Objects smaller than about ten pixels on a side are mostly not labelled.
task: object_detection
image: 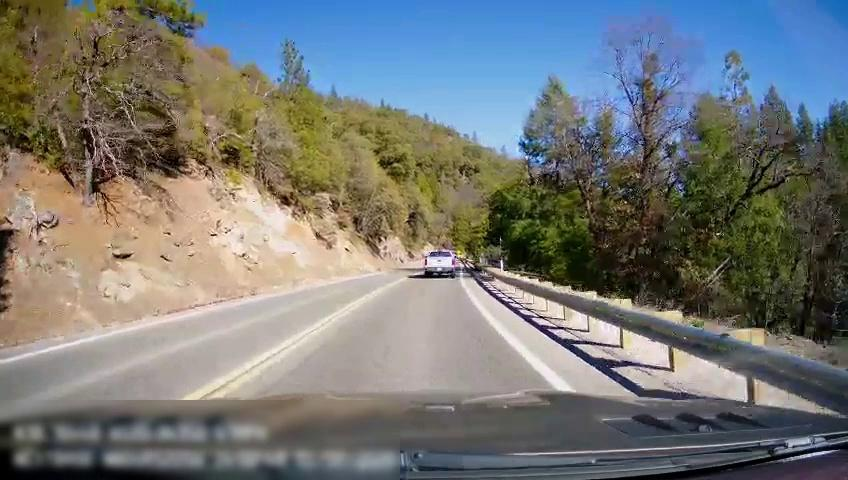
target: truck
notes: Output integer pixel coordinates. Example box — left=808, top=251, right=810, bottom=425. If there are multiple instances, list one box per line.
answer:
left=422, top=249, right=457, bottom=279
